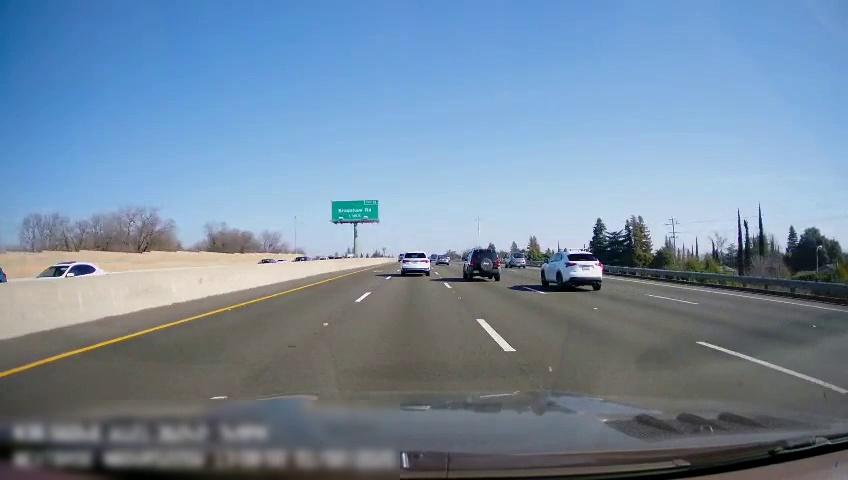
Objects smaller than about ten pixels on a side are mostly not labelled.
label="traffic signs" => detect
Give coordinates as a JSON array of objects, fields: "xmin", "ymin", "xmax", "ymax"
[{"xmin": 330, "ymin": 200, "xmax": 379, "ymax": 223}]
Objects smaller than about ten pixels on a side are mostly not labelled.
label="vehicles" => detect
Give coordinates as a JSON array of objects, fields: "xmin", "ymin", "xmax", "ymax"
[
  {"xmin": 397, "ymin": 254, "xmax": 405, "ymax": 264},
  {"xmin": 34, "ymin": 262, "xmax": 106, "ymax": 279},
  {"xmin": 541, "ymin": 251, "xmax": 603, "ymax": 293},
  {"xmin": 256, "ymin": 258, "xmax": 279, "ymax": 265},
  {"xmin": 290, "ymin": 256, "xmax": 311, "ymax": 263},
  {"xmin": 434, "ymin": 254, "xmax": 450, "ymax": 266},
  {"xmin": 502, "ymin": 252, "xmax": 527, "ymax": 268},
  {"xmin": 0, "ymin": 270, "xmax": 9, "ymax": 283},
  {"xmin": 462, "ymin": 249, "xmax": 501, "ymax": 282},
  {"xmin": 400, "ymin": 252, "xmax": 430, "ymax": 277}
]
